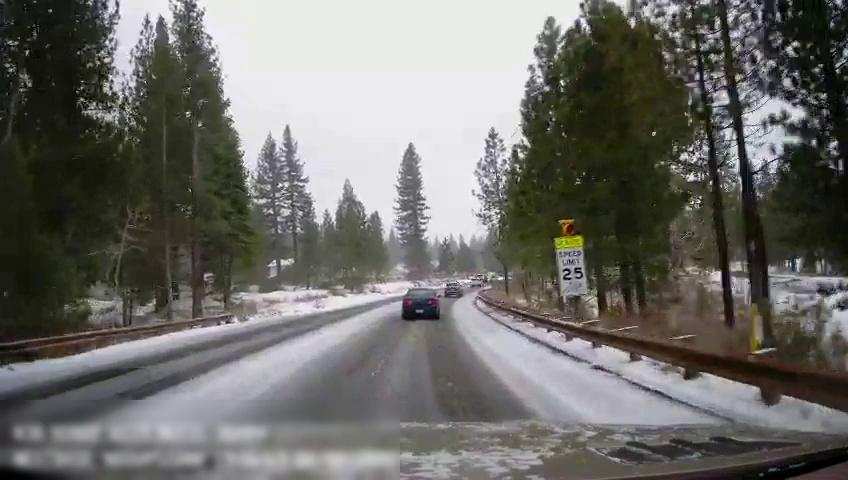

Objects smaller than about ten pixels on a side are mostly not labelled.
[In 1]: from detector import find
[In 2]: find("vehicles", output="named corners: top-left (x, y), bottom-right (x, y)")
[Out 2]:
top-left (471, 277), bottom-right (482, 288)
top-left (401, 287), bottom-right (442, 321)
top-left (444, 281), bottom-right (464, 298)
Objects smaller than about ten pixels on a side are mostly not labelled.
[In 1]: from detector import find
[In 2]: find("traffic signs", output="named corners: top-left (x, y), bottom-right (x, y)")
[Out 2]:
top-left (554, 235), bottom-right (584, 250)
top-left (556, 249), bottom-right (588, 295)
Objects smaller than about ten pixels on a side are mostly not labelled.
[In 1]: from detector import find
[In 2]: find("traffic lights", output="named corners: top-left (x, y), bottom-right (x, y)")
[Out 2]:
top-left (558, 217), bottom-right (577, 236)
